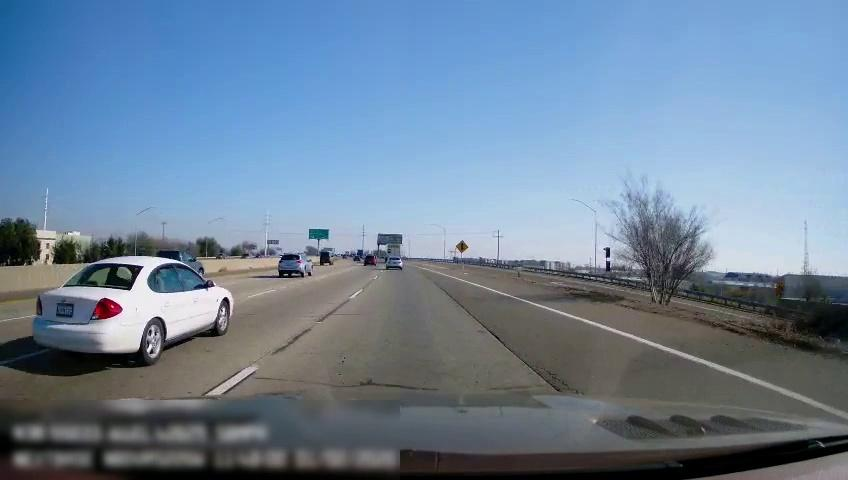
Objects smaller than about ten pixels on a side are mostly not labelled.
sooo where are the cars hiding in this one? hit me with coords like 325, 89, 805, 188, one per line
30, 255, 235, 367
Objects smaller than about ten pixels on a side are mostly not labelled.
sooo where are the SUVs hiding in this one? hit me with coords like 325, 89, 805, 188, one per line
318, 254, 335, 267
363, 254, 379, 267
385, 255, 404, 270
276, 253, 315, 279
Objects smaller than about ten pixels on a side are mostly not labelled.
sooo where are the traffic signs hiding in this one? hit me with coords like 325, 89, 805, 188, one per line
307, 227, 329, 240
455, 240, 469, 253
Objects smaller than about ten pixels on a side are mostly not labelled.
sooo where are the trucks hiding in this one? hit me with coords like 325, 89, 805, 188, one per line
153, 249, 206, 276
384, 243, 401, 262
